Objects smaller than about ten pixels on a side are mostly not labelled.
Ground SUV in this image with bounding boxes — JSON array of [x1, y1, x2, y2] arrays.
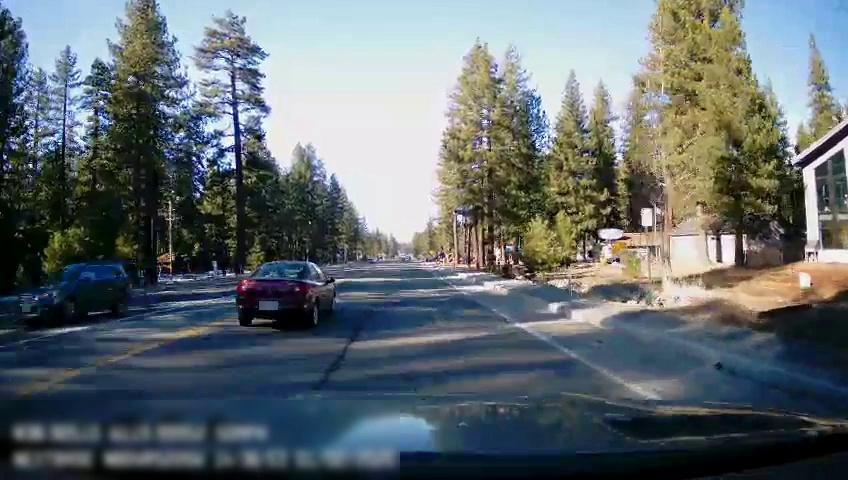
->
[[15, 257, 132, 328]]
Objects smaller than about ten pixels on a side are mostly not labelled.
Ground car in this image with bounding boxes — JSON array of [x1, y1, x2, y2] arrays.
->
[[236, 261, 337, 331]]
